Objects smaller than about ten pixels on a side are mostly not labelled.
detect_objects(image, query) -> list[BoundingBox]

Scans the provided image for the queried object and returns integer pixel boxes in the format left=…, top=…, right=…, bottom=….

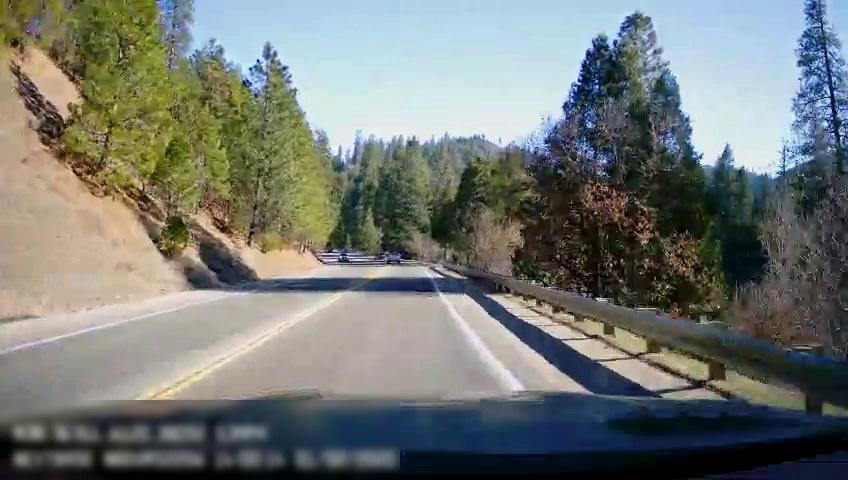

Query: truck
left=386, top=252, right=400, bottom=264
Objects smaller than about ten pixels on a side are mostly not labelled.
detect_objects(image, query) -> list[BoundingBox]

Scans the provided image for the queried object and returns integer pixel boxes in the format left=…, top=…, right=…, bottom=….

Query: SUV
left=337, top=254, right=351, bottom=263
